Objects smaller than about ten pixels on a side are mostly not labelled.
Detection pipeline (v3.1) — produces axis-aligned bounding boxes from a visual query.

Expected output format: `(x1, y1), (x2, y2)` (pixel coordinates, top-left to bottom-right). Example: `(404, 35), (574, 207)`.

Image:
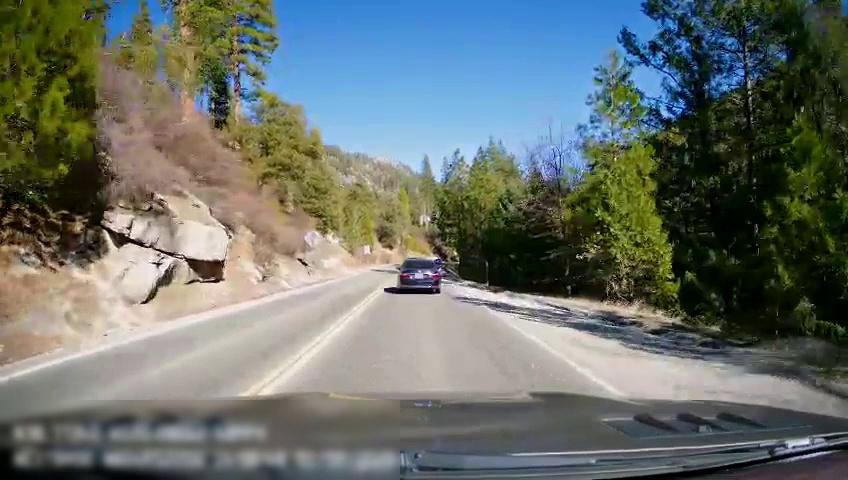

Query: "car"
(396, 256), (441, 294)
